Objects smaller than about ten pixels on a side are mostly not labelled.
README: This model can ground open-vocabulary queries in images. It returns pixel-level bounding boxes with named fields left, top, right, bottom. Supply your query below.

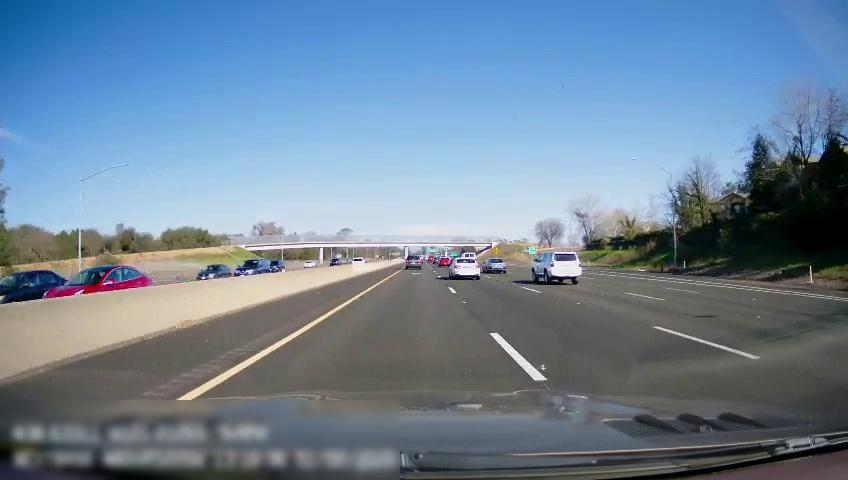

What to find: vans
left=463, top=252, right=476, bottom=265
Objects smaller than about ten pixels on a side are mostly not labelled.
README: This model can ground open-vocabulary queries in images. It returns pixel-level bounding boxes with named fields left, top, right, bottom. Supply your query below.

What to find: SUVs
left=265, top=260, right=286, bottom=274
left=194, top=263, right=232, bottom=281
left=405, top=256, right=423, bottom=271
left=532, top=251, right=583, bottom=285
left=233, top=258, right=270, bottom=277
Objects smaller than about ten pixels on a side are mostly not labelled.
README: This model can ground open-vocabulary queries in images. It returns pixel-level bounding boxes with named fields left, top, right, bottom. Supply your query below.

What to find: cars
left=482, top=257, right=507, bottom=274
left=438, top=257, right=451, bottom=268
left=449, top=257, right=480, bottom=280
left=41, top=265, right=152, bottom=302
left=0, top=270, right=74, bottom=304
